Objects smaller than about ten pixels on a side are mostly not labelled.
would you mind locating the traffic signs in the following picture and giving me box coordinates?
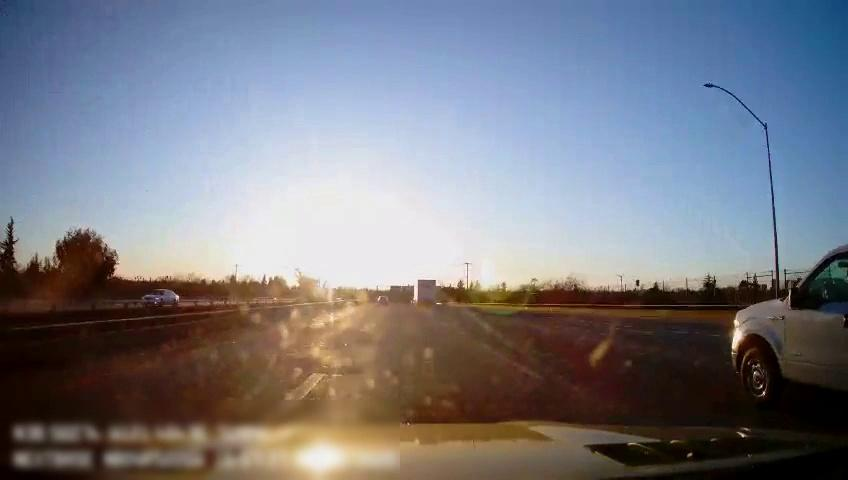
[390,285,402,290]
[401,285,414,290]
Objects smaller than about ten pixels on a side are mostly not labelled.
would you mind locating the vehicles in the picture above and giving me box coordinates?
[728,244,848,413]
[413,279,436,305]
[141,288,180,307]
[377,295,388,304]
